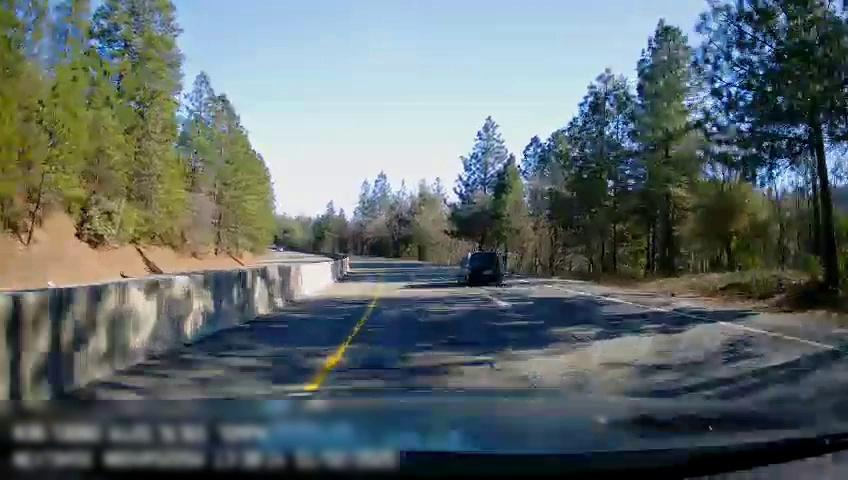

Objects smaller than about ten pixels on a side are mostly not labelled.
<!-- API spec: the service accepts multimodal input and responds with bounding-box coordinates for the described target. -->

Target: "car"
[458,249,504,287]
